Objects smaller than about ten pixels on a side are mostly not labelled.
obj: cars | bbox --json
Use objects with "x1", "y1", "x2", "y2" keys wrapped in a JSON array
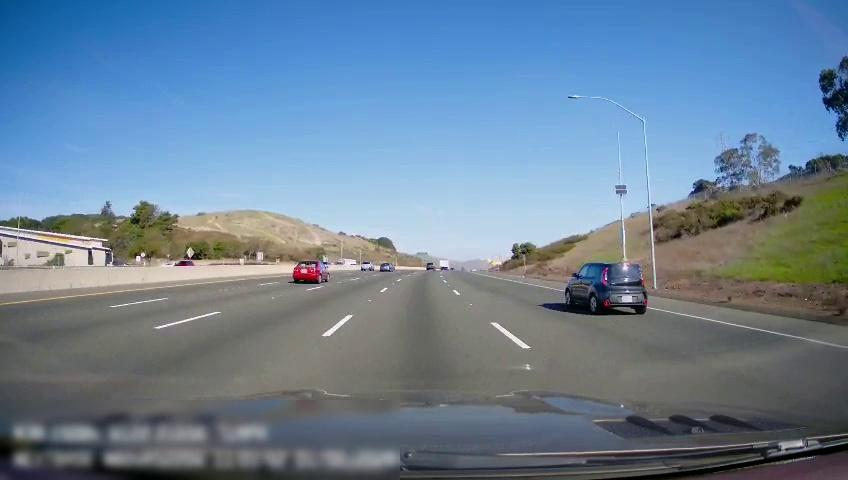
[
  {"x1": 292, "y1": 259, "x2": 330, "y2": 285},
  {"x1": 380, "y1": 261, "x2": 393, "y2": 272},
  {"x1": 175, "y1": 260, "x2": 194, "y2": 266},
  {"x1": 564, "y1": 261, "x2": 649, "y2": 316},
  {"x1": 360, "y1": 260, "x2": 375, "y2": 272}
]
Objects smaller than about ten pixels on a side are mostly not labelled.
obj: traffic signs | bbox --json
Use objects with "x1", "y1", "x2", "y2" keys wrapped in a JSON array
[{"x1": 185, "y1": 247, "x2": 195, "y2": 258}]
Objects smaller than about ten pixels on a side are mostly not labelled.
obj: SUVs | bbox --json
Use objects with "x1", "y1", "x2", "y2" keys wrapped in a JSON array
[{"x1": 425, "y1": 262, "x2": 436, "y2": 272}]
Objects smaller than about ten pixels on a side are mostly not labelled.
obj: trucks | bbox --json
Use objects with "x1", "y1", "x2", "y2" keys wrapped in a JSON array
[
  {"x1": 335, "y1": 258, "x2": 357, "y2": 266},
  {"x1": 439, "y1": 259, "x2": 450, "y2": 272}
]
